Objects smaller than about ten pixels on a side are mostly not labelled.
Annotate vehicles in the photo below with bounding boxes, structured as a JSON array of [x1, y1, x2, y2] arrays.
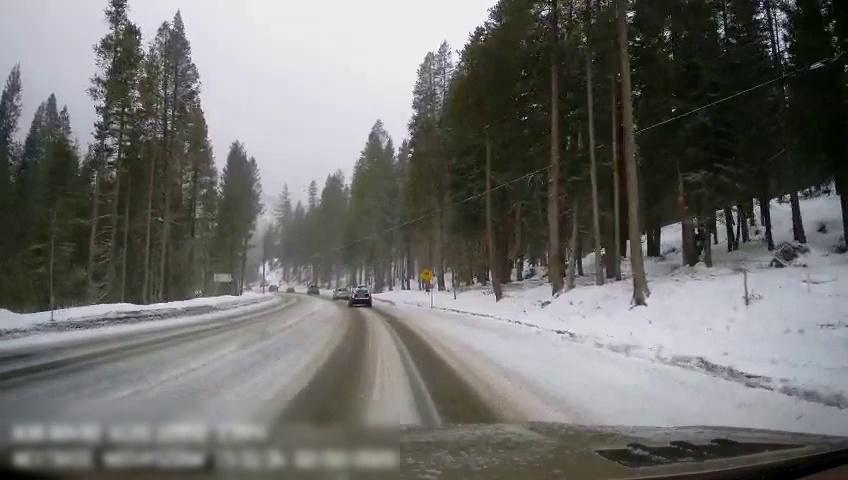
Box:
[[348, 286, 372, 308], [307, 286, 320, 295], [332, 289, 349, 301]]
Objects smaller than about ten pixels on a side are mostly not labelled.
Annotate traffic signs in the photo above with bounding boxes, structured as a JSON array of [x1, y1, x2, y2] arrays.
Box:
[[420, 268, 433, 282]]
